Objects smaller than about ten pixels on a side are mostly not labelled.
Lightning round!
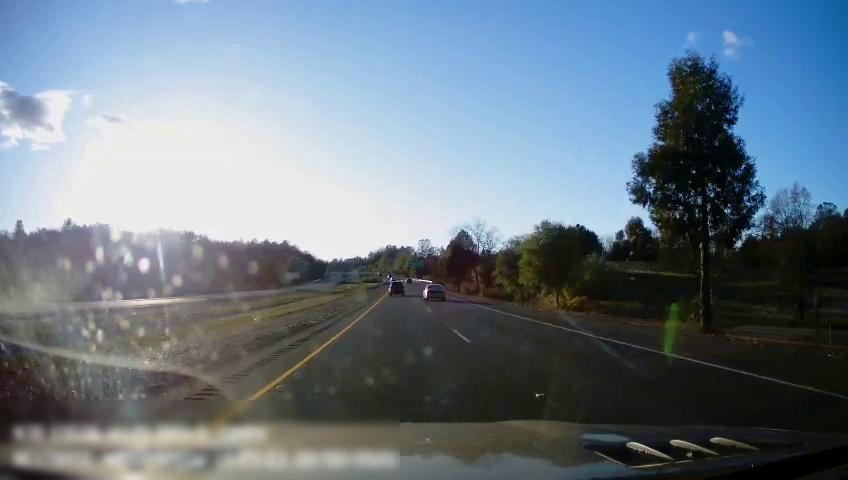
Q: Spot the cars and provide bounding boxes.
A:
[423,284,446,301]
[390,281,405,296]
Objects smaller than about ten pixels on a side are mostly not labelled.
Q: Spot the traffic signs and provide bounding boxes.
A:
[407,259,424,268]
